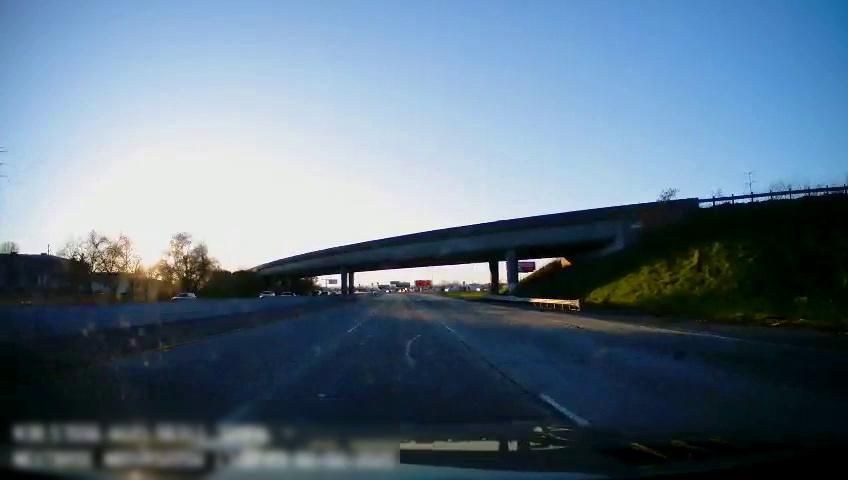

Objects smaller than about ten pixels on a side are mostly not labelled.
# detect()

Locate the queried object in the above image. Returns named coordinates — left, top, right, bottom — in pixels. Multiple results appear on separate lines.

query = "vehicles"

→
left=171, top=292, right=197, bottom=302
left=259, top=291, right=276, bottom=299
left=311, top=290, right=323, bottom=297
left=319, top=291, right=331, bottom=297
left=279, top=291, right=296, bottom=299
